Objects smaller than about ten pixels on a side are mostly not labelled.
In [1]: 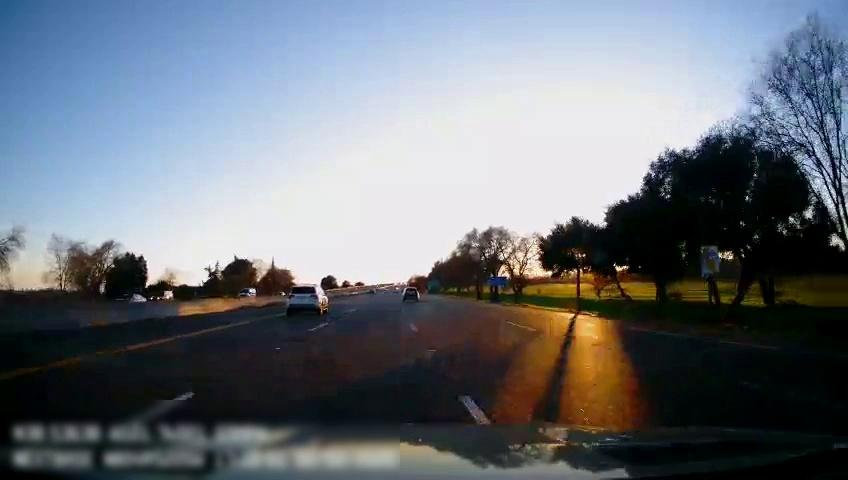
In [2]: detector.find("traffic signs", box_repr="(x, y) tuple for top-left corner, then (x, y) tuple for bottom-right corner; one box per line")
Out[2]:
(487, 277), (508, 287)
(701, 244), (721, 277)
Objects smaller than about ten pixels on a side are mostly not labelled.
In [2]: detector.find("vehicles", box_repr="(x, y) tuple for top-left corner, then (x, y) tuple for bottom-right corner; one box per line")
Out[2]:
(149, 289), (174, 301)
(401, 287), (420, 301)
(115, 292), (147, 304)
(238, 288), (256, 298)
(285, 284), (330, 318)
